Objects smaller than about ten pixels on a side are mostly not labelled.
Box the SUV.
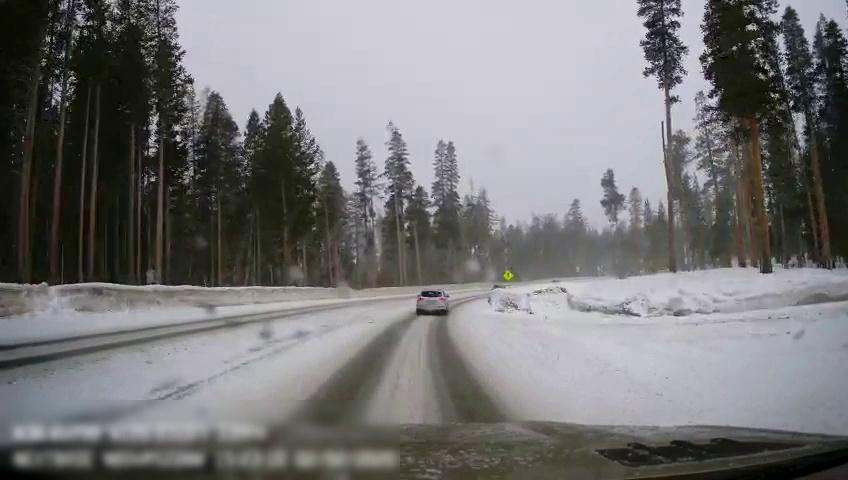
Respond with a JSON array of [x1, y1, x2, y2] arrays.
[[415, 289, 450, 316]]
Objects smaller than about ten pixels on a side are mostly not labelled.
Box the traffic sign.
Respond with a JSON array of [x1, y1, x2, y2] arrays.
[[501, 270, 514, 281]]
